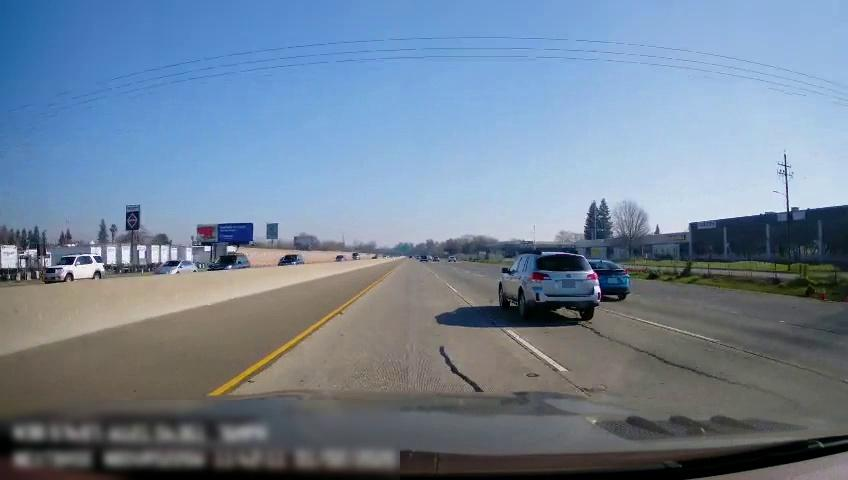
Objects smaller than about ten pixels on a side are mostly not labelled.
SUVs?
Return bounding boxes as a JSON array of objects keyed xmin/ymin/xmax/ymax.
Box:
[
  {"xmin": 206, "ymin": 252, "xmax": 251, "ymax": 272},
  {"xmin": 42, "ymin": 253, "xmax": 106, "ymax": 285},
  {"xmin": 496, "ymin": 252, "xmax": 601, "ymax": 323}
]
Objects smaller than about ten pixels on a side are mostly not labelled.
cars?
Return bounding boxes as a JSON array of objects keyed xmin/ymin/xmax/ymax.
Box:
[
  {"xmin": 276, "ymin": 254, "xmax": 305, "ymax": 267},
  {"xmin": 586, "ymin": 259, "xmax": 632, "ymax": 300},
  {"xmin": 152, "ymin": 260, "xmax": 198, "ymax": 276}
]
